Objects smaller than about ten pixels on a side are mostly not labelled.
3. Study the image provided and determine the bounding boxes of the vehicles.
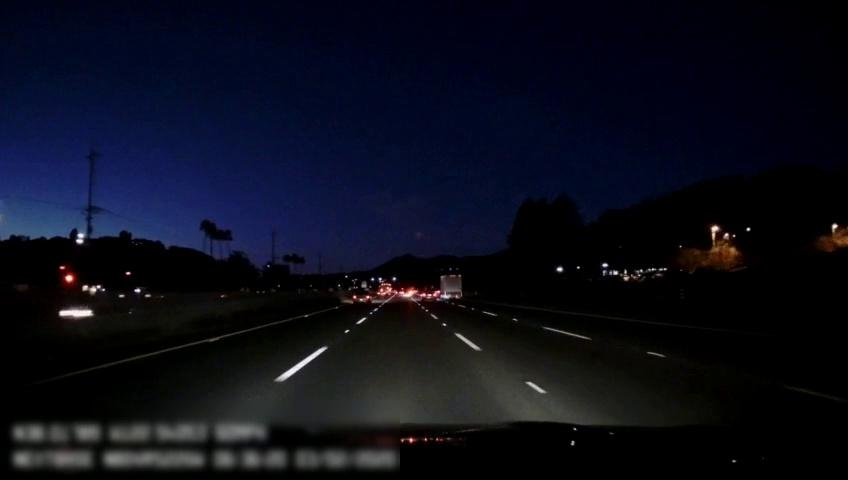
[376,287,389,298]
[420,289,435,301]
[437,275,462,302]
[351,289,372,306]
[399,287,413,299]
[56,293,135,324]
